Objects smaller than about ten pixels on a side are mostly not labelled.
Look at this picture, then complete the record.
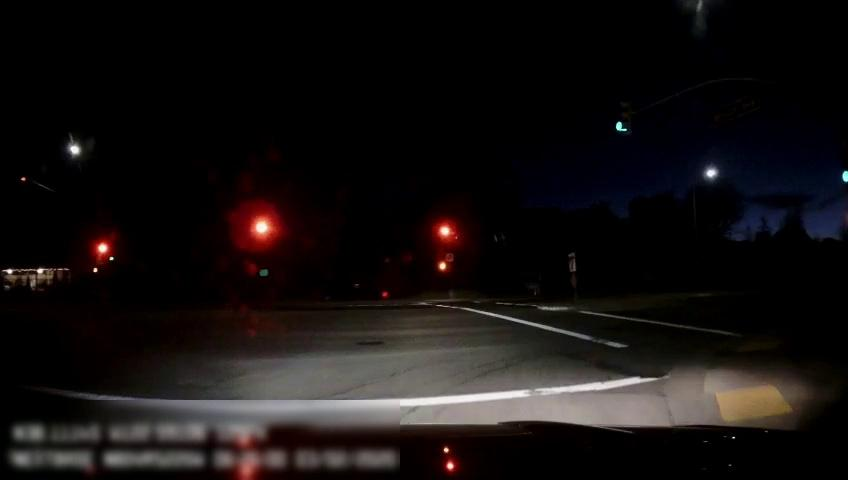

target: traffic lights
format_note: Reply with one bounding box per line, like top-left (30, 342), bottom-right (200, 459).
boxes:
top-left (615, 101), bottom-right (632, 136)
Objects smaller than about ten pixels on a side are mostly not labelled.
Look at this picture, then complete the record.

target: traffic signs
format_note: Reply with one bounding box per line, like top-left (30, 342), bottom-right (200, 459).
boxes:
top-left (713, 95), bottom-right (761, 124)
top-left (565, 253), bottom-right (577, 273)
